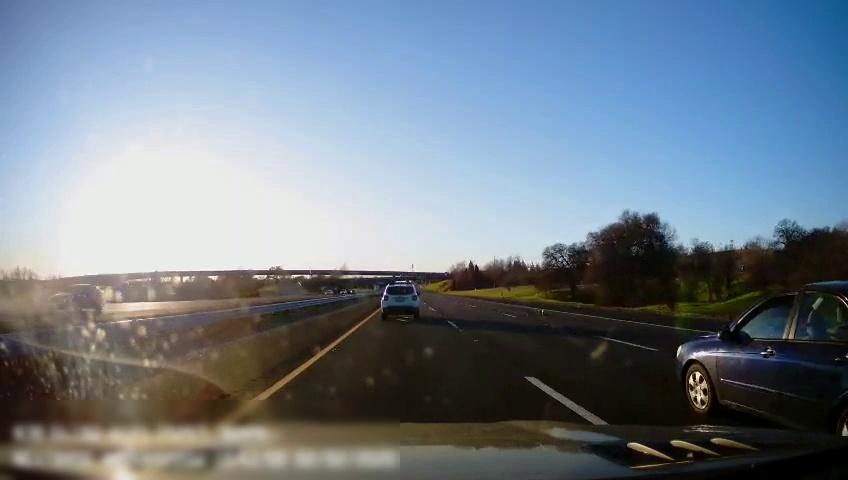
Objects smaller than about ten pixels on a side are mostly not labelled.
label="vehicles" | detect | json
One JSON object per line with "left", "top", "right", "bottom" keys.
{"left": 47, "top": 283, "right": 106, "bottom": 317}
{"left": 324, "top": 290, "right": 334, "bottom": 296}
{"left": 380, "top": 283, "right": 423, "bottom": 321}
{"left": 674, "top": 280, "right": 848, "bottom": 439}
